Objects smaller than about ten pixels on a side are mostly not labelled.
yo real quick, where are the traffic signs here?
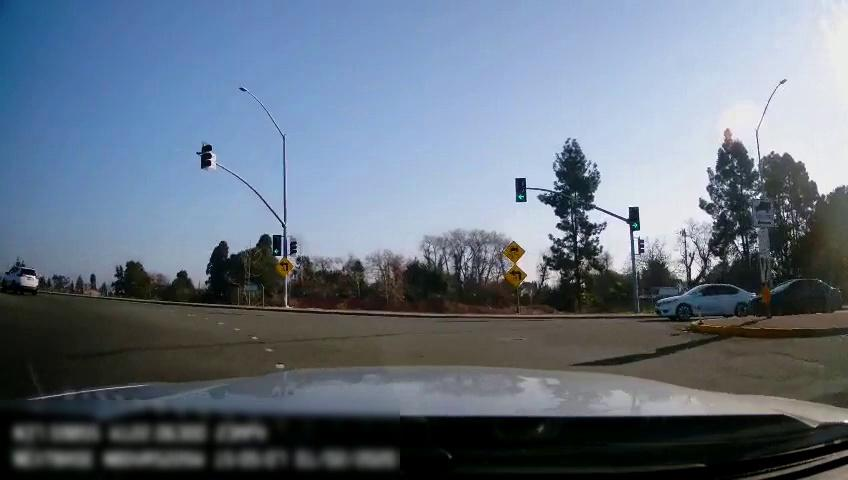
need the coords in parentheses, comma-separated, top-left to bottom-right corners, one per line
(503, 265, 528, 289)
(277, 256, 295, 277)
(751, 199, 776, 229)
(502, 240, 526, 264)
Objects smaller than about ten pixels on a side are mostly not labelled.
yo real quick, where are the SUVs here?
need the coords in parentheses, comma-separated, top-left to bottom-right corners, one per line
(0, 265, 40, 296)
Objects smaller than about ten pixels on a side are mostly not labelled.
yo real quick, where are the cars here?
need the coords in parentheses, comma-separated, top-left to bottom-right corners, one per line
(744, 279, 842, 316)
(656, 284, 756, 322)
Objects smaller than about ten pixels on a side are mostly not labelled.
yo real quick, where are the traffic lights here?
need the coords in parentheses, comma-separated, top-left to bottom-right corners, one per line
(627, 206, 641, 232)
(200, 143, 213, 169)
(289, 240, 298, 256)
(272, 235, 281, 257)
(637, 237, 645, 256)
(515, 178, 526, 203)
